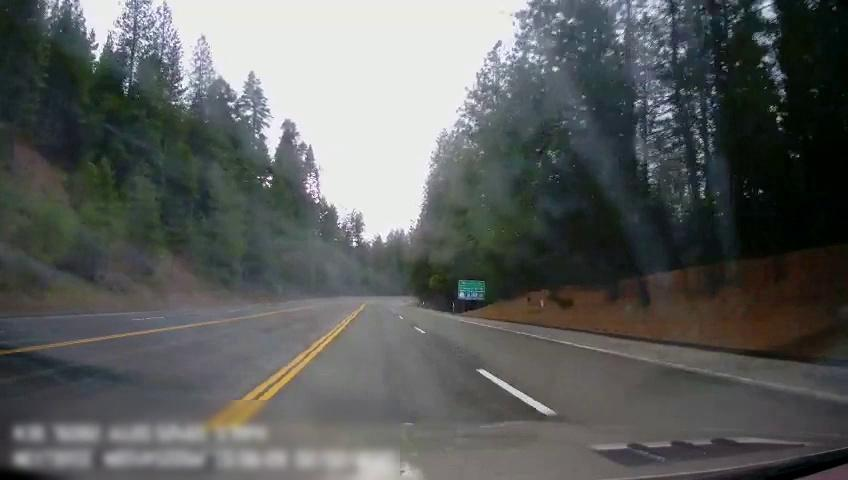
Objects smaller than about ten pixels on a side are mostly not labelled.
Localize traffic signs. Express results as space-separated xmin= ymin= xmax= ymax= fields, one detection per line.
xmin=458 ymin=292 xmax=485 ymax=300
xmin=458 ymin=279 xmax=486 ymax=293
